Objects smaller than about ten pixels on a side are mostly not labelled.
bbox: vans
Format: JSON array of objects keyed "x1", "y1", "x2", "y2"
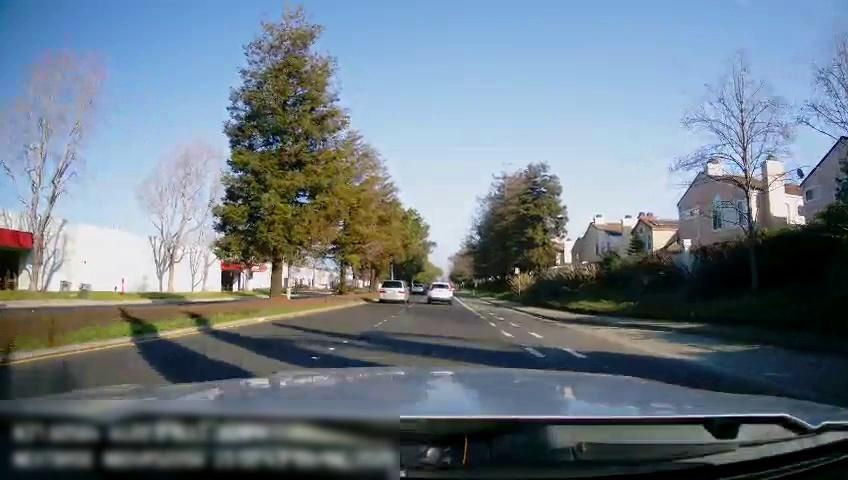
[{"x1": 379, "y1": 279, "x2": 411, "y2": 303}]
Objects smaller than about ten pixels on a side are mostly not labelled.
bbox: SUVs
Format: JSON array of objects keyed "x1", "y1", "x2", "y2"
[
  {"x1": 410, "y1": 281, "x2": 427, "y2": 294},
  {"x1": 426, "y1": 280, "x2": 454, "y2": 305}
]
